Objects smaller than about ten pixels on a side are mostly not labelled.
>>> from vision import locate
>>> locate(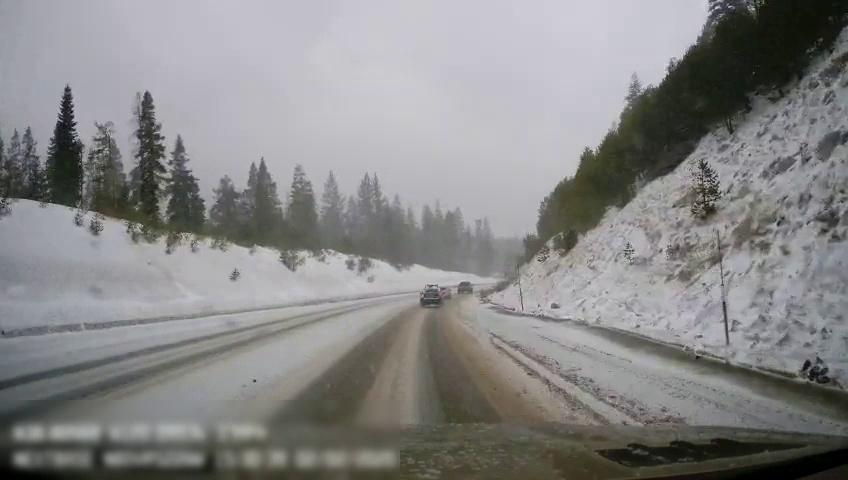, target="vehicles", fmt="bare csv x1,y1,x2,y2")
419,283,444,307
457,281,473,294
438,287,452,300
